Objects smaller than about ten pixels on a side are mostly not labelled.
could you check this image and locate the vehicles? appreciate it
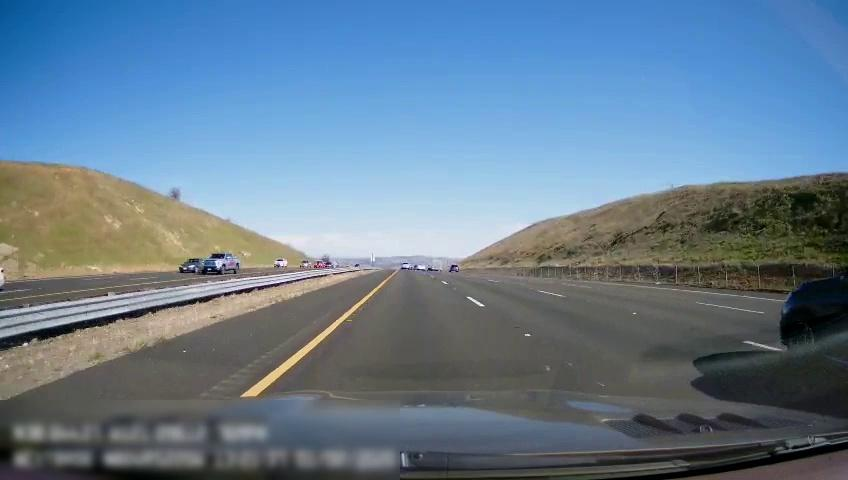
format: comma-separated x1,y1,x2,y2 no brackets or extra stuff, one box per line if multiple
780,271,848,369
448,264,460,273
179,257,199,273
198,253,242,275
431,259,441,271
0,268,5,285
273,257,289,267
